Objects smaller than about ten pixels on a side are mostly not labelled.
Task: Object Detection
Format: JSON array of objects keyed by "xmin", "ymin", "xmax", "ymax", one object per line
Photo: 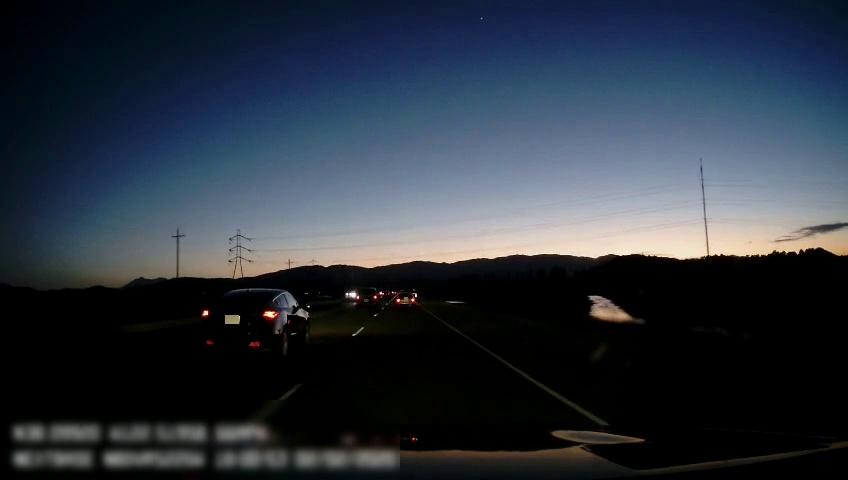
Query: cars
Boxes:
[
  {"xmin": 357, "ymin": 287, "xmax": 378, "ymax": 304},
  {"xmin": 200, "ymin": 288, "xmax": 311, "ymax": 355},
  {"xmin": 396, "ymin": 291, "xmax": 415, "ymax": 307}
]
